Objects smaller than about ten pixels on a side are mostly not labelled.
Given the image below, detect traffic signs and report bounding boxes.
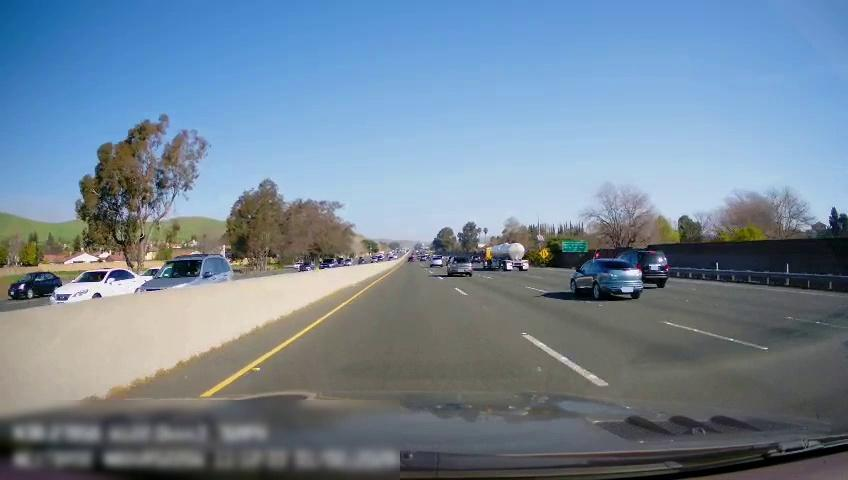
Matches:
[561,240,589,253]
[538,248,549,259]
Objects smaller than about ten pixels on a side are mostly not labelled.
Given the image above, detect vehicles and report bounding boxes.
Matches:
[141,267,162,279]
[571,259,644,301]
[133,255,234,294]
[430,255,443,267]
[447,256,473,278]
[482,243,530,271]
[342,258,353,266]
[7,272,63,300]
[51,268,145,304]
[299,261,316,272]
[624,251,671,289]
[319,257,337,270]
